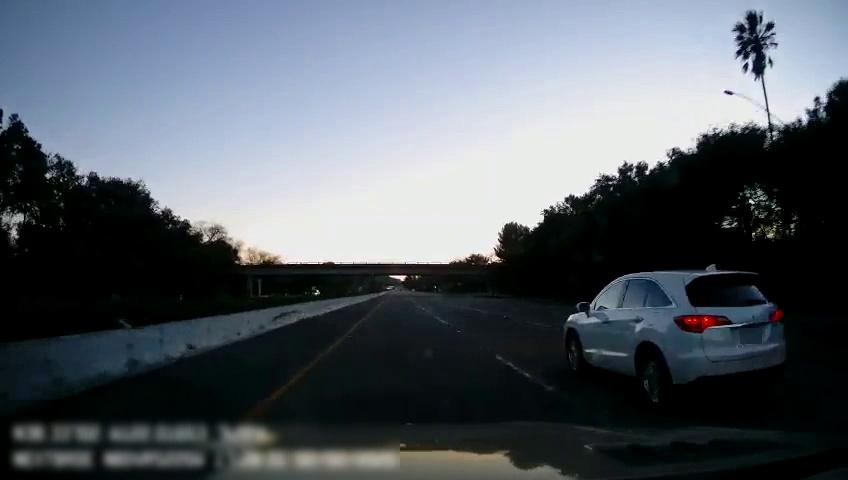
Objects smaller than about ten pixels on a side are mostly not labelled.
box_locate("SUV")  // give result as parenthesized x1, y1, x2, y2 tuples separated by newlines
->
(562, 270, 787, 408)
